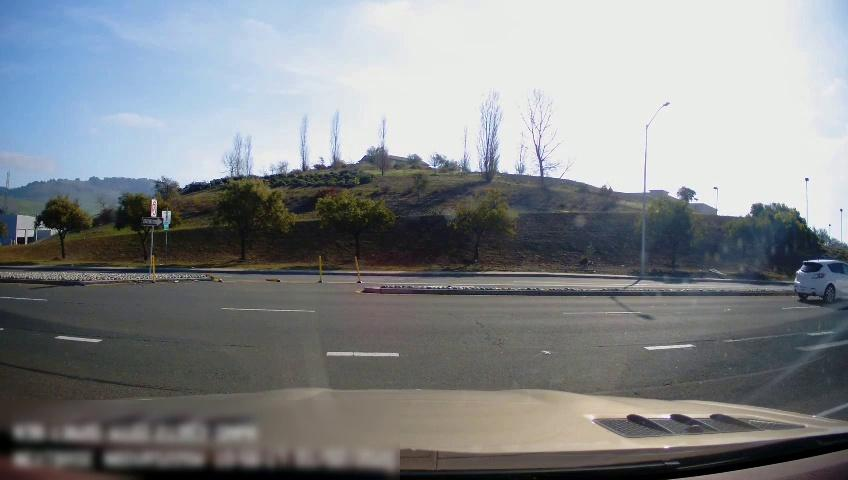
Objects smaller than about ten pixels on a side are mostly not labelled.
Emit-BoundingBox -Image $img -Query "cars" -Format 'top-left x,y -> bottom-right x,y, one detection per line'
792,257 -> 848,305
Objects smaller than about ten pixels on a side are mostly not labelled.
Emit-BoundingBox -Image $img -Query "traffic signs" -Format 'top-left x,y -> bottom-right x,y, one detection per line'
150,199 -> 157,218
141,217 -> 162,226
